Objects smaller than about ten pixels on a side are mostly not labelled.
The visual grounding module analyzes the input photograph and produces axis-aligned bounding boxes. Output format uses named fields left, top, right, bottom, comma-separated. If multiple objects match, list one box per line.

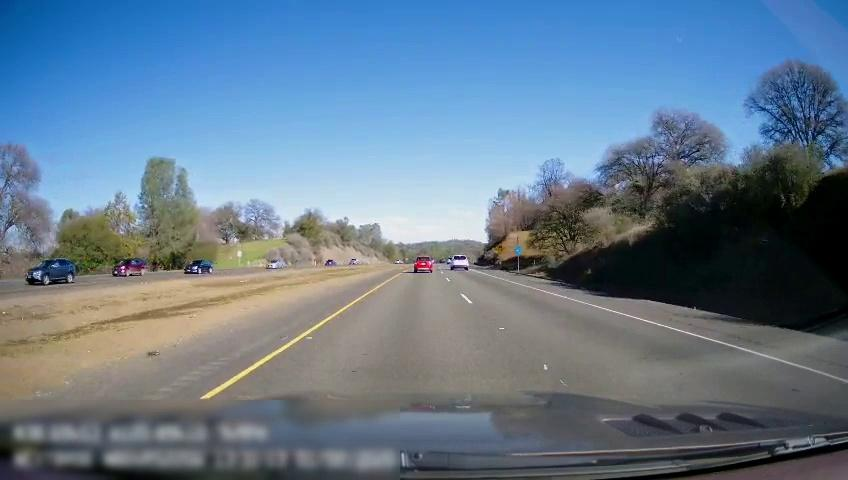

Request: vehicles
left=111, top=257, right=147, bottom=277
left=450, top=255, right=469, bottom=270
left=25, top=259, right=77, bottom=285
left=264, top=259, right=286, bottom=270
left=415, top=256, right=436, bottom=274
left=183, top=259, right=215, bottom=275
left=444, top=257, right=453, bottom=264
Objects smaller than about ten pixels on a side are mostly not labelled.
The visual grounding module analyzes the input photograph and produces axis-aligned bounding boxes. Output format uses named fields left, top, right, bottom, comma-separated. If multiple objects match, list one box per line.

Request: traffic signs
left=514, top=245, right=523, bottom=256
